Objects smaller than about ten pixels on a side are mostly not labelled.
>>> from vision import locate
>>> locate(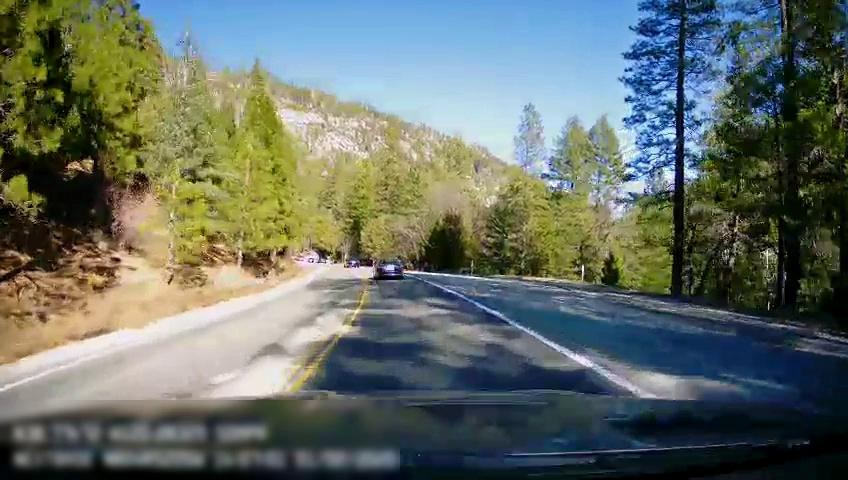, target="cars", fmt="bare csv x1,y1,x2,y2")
374,256,404,281
343,256,361,269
